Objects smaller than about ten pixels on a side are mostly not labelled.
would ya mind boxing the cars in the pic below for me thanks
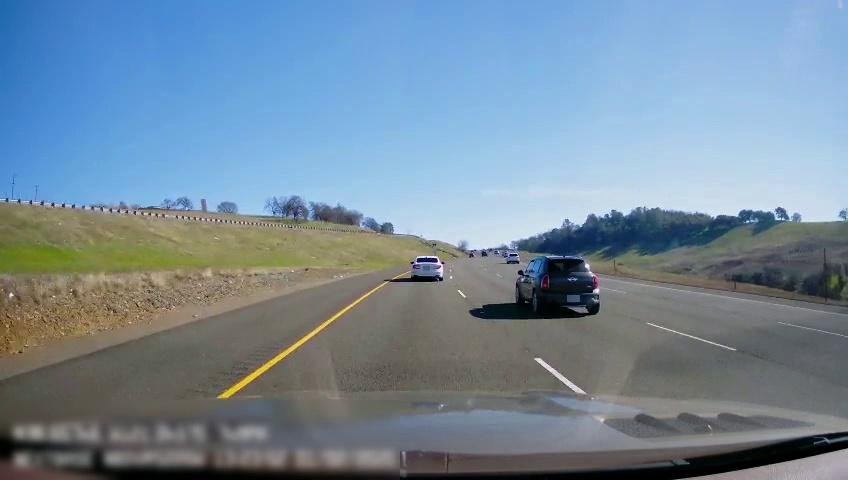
[410,256,445,282]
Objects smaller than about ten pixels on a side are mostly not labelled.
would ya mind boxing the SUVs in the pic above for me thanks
[506,253,520,264]
[514,255,601,319]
